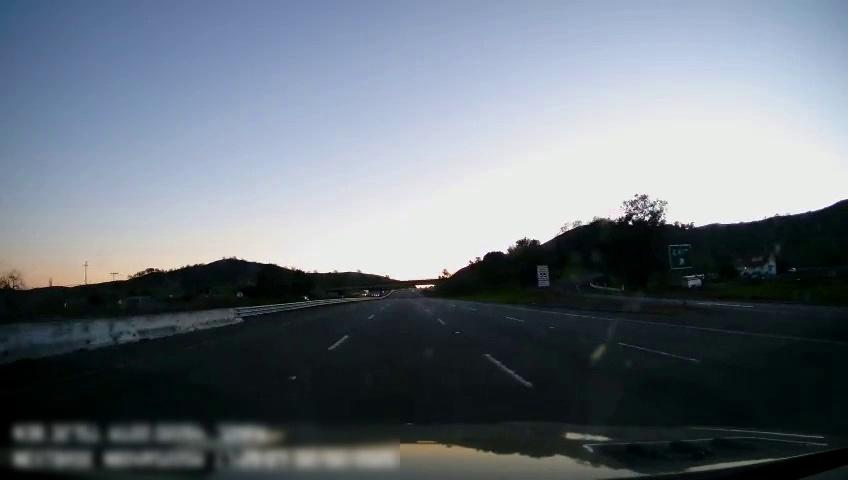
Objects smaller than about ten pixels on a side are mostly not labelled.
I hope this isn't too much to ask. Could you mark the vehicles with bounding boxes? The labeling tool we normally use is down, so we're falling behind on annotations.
[680,275,705,287]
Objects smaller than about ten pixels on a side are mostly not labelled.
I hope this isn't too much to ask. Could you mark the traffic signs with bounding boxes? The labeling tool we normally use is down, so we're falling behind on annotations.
[669,244,694,269]
[537,265,549,287]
